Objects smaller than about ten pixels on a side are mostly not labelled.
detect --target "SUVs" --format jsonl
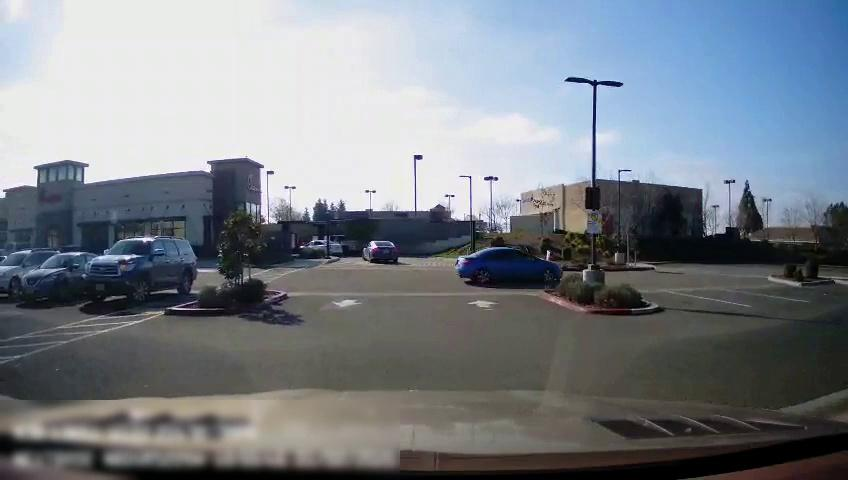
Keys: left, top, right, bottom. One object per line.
{"left": 80, "top": 235, "right": 200, "bottom": 308}
{"left": 0, "top": 248, "right": 61, "bottom": 298}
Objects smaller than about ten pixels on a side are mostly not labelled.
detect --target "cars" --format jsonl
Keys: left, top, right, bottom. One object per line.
{"left": 300, "top": 238, "right": 343, "bottom": 254}
{"left": 22, "top": 251, "right": 94, "bottom": 305}
{"left": 456, "top": 245, "right": 561, "bottom": 286}
{"left": 361, "top": 240, "right": 397, "bottom": 262}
